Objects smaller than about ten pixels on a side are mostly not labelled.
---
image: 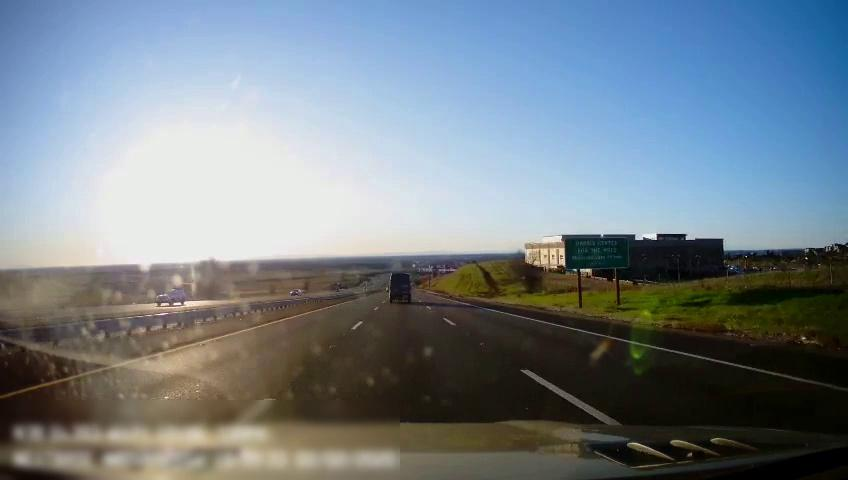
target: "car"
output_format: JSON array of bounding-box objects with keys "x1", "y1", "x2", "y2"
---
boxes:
[{"x1": 290, "y1": 288, "x2": 302, "y2": 297}]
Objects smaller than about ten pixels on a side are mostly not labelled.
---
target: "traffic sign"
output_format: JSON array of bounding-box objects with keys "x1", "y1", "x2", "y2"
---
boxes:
[{"x1": 564, "y1": 236, "x2": 631, "y2": 268}]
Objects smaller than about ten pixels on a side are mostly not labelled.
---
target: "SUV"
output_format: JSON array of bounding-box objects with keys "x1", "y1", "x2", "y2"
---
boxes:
[{"x1": 155, "y1": 290, "x2": 186, "y2": 307}]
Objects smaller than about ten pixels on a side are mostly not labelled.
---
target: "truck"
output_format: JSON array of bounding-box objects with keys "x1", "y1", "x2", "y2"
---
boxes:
[{"x1": 390, "y1": 273, "x2": 411, "y2": 304}]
